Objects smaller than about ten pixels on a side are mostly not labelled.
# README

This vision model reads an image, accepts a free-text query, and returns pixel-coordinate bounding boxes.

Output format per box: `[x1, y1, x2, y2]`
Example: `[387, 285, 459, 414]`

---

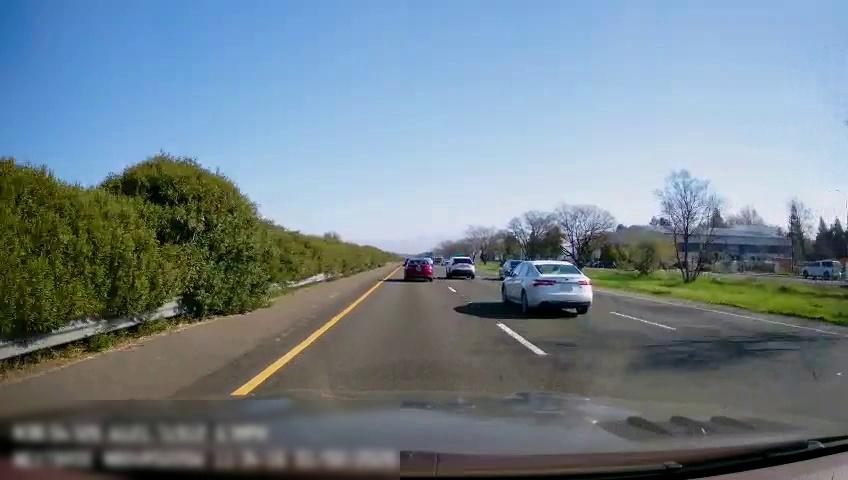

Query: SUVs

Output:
[445, 256, 475, 278]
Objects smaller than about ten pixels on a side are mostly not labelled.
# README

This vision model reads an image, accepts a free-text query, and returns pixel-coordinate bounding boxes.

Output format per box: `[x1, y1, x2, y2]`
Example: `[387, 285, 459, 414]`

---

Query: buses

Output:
[799, 260, 843, 281]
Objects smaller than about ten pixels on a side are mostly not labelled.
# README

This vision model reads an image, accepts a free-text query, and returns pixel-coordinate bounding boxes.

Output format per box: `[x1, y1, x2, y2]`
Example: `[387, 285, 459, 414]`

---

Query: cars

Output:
[500, 261, 593, 316]
[401, 259, 434, 282]
[498, 259, 529, 281]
